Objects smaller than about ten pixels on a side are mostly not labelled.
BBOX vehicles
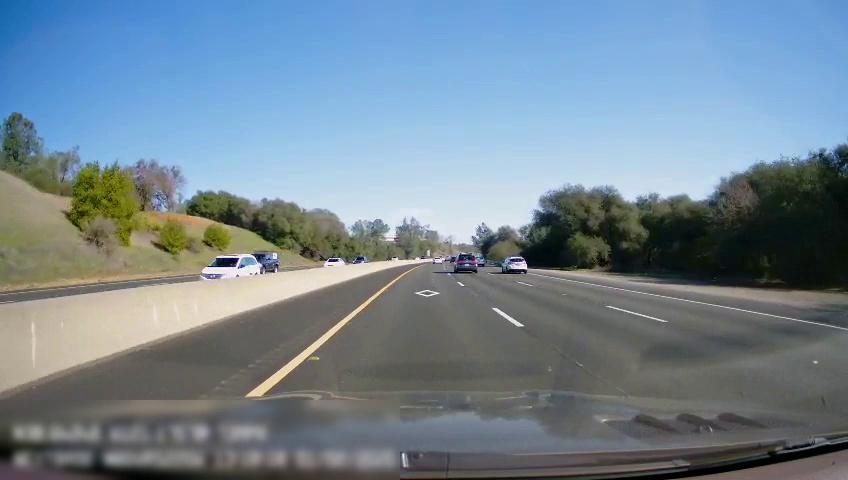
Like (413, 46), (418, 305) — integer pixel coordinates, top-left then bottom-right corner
(502, 256), (528, 275)
(351, 256), (369, 264)
(199, 254), (264, 281)
(323, 258), (345, 268)
(475, 257), (485, 267)
(453, 253), (478, 274)
(252, 253), (281, 274)
(432, 257), (443, 265)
